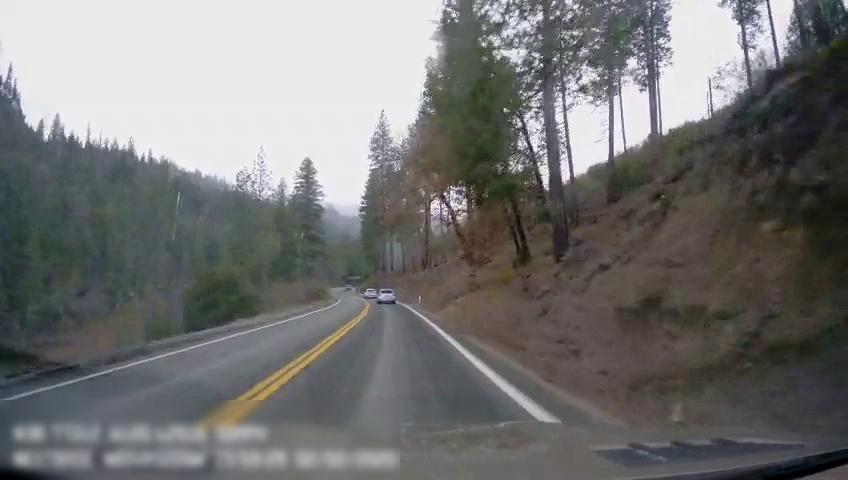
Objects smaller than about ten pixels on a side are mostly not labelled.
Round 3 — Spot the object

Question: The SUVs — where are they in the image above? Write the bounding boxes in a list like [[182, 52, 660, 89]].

[[364, 288, 377, 299], [377, 288, 396, 304]]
